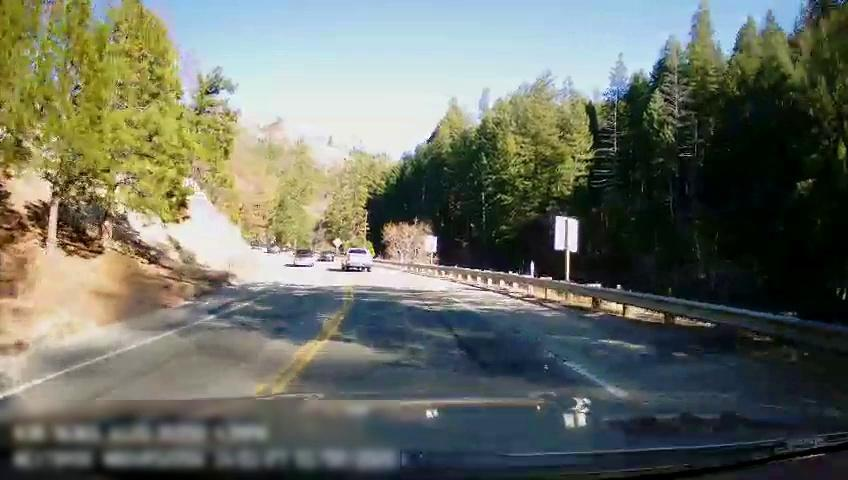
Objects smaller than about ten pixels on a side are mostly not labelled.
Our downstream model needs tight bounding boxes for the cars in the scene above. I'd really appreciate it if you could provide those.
[318,249,337,263]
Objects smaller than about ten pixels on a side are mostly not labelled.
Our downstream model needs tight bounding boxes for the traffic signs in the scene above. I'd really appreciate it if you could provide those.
[332,237,342,248]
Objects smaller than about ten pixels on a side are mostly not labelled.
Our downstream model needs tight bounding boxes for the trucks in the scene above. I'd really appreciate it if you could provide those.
[340,247,373,272]
[292,248,315,269]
